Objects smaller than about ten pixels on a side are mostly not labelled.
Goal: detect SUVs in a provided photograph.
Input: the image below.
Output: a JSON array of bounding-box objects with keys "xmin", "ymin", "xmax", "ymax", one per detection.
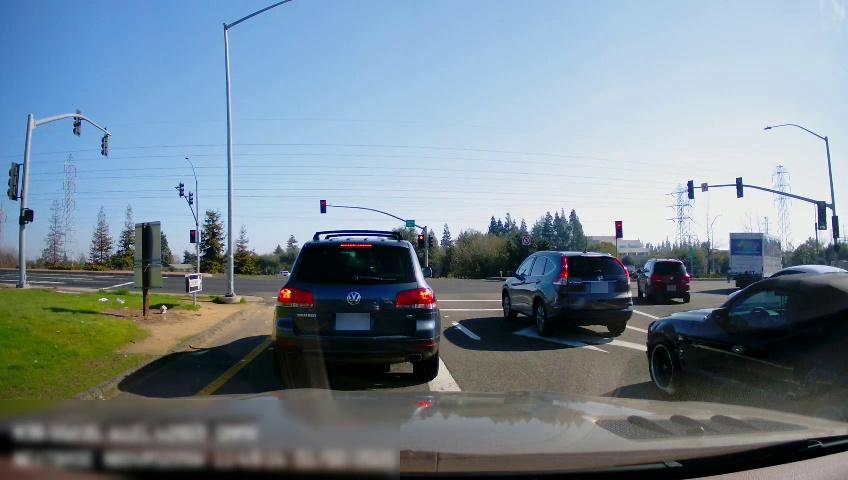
[
  {"xmin": 272, "ymin": 239, "xmax": 442, "ymax": 383},
  {"xmin": 636, "ymin": 258, "xmax": 691, "ymax": 306},
  {"xmin": 502, "ymin": 249, "xmax": 635, "ymax": 341}
]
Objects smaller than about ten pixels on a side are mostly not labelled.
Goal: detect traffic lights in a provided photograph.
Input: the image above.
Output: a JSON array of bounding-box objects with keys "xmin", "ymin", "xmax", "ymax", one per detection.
[
  {"xmin": 817, "ymin": 200, "xmax": 828, "ymax": 224},
  {"xmin": 6, "ymin": 164, "xmax": 19, "ymax": 202},
  {"xmin": 429, "ymin": 237, "xmax": 435, "ymax": 250},
  {"xmin": 615, "ymin": 220, "xmax": 624, "ymax": 239},
  {"xmin": 190, "ymin": 229, "xmax": 197, "ymax": 243},
  {"xmin": 320, "ymin": 199, "xmax": 327, "ymax": 214},
  {"xmin": 23, "ymin": 209, "xmax": 34, "ymax": 223},
  {"xmin": 101, "ymin": 134, "xmax": 109, "ymax": 157},
  {"xmin": 417, "ymin": 235, "xmax": 425, "ymax": 247},
  {"xmin": 176, "ymin": 182, "xmax": 185, "ymax": 198},
  {"xmin": 686, "ymin": 179, "xmax": 695, "ymax": 201},
  {"xmin": 188, "ymin": 192, "xmax": 195, "ymax": 206},
  {"xmin": 72, "ymin": 111, "xmax": 83, "ymax": 136},
  {"xmin": 738, "ymin": 177, "xmax": 747, "ymax": 198}
]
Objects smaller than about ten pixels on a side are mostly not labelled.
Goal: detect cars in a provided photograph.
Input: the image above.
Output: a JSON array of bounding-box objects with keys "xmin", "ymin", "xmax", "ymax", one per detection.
[
  {"xmin": 767, "ymin": 264, "xmax": 848, "ymax": 278},
  {"xmin": 645, "ymin": 274, "xmax": 848, "ymax": 415}
]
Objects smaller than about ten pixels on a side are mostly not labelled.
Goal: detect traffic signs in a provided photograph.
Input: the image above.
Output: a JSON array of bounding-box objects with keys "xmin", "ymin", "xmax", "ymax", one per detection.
[{"xmin": 405, "ymin": 220, "xmax": 416, "ymax": 228}]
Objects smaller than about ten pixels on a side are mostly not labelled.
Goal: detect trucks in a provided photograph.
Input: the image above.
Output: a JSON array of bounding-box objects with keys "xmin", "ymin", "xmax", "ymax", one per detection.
[{"xmin": 727, "ymin": 231, "xmax": 783, "ymax": 290}]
